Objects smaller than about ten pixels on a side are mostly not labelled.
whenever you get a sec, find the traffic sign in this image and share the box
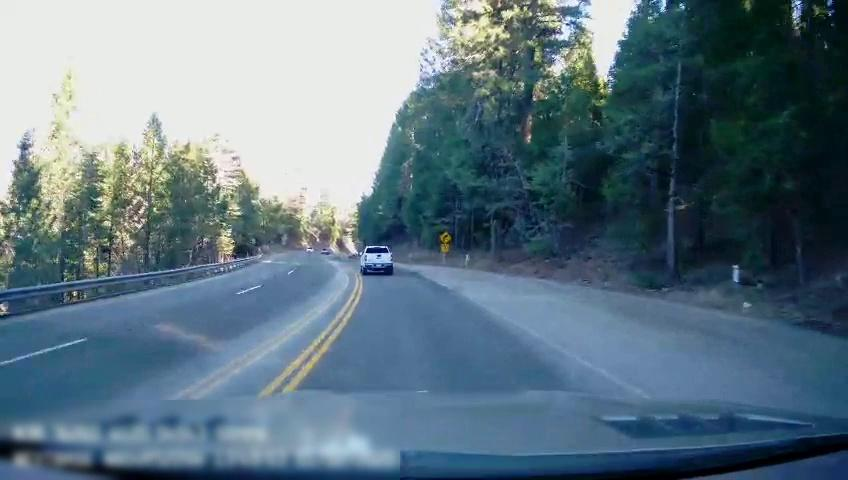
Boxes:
[439,231,452,244]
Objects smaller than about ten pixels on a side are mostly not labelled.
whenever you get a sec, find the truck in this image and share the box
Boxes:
[360,245,394,276]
